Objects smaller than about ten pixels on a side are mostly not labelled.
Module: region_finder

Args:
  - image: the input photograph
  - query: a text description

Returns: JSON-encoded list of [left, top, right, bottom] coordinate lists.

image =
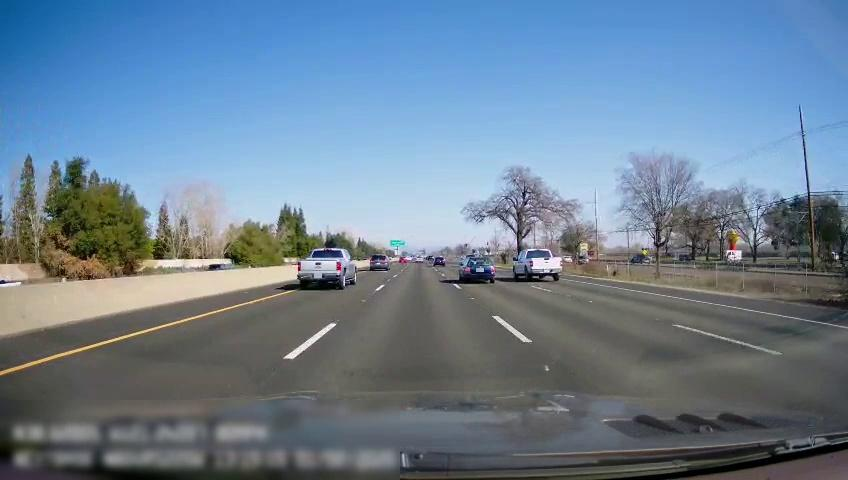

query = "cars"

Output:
[[459, 257, 497, 284]]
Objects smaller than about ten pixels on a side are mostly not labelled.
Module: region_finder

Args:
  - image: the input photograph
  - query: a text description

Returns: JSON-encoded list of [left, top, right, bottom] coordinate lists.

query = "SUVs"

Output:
[[370, 254, 390, 272]]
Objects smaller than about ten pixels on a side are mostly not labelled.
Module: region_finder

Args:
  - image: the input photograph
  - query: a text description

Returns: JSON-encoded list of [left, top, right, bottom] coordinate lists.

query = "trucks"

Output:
[[296, 247, 358, 291], [512, 248, 564, 282]]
